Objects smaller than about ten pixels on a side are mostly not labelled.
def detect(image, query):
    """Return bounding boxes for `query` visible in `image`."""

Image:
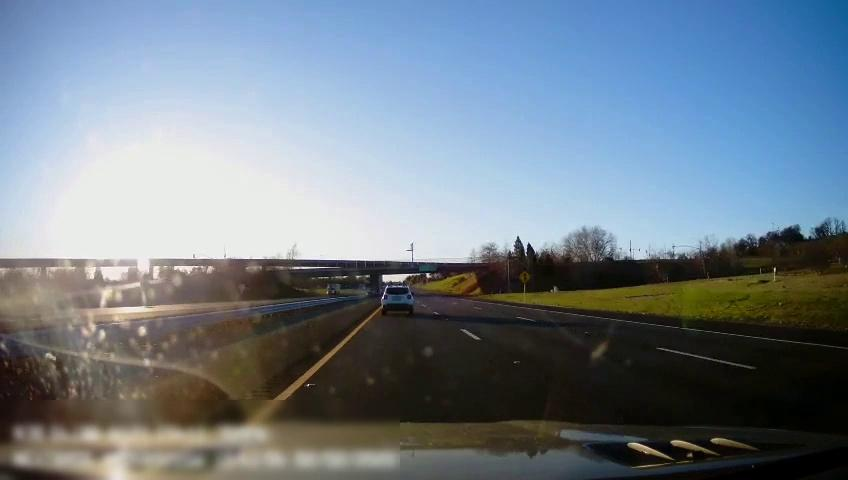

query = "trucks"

[326,284,342,297]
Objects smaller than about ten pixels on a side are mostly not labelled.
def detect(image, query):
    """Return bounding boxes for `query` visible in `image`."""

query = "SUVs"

[380,285,416,317]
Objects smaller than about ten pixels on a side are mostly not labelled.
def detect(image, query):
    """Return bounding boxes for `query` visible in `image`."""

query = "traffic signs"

[420,264,437,273]
[518,270,531,283]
